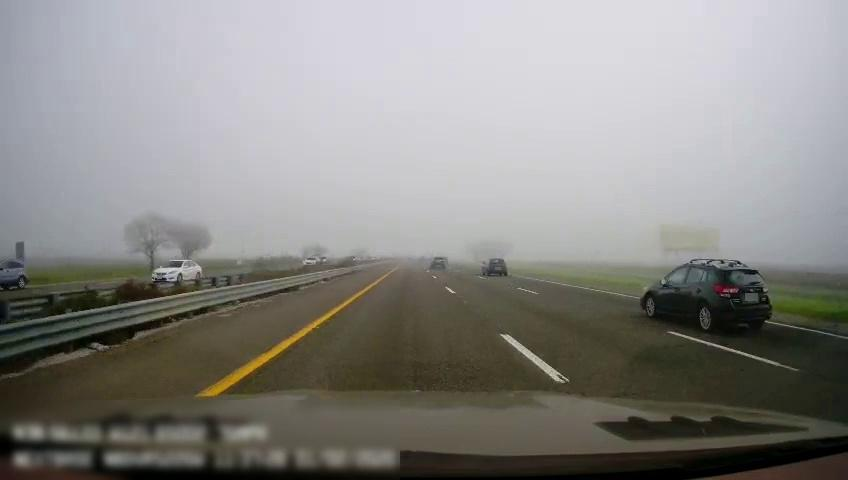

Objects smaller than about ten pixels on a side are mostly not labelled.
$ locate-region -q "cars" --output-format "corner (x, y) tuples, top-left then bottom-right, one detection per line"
(480, 256), (509, 277)
(151, 259), (204, 283)
(638, 257), (775, 333)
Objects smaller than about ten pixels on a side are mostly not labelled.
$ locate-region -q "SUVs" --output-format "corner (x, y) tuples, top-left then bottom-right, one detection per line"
(0, 257), (32, 291)
(429, 256), (446, 271)
(303, 256), (322, 267)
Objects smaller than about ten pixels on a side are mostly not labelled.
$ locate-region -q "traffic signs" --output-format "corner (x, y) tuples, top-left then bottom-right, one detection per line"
(14, 240), (25, 260)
